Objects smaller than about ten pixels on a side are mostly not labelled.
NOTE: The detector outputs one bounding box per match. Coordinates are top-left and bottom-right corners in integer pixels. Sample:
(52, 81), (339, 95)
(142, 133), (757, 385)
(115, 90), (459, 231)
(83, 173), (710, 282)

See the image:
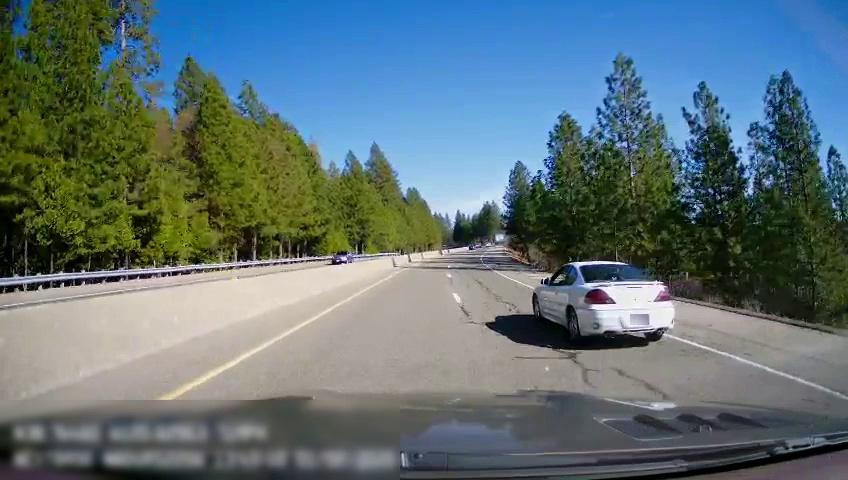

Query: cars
(332, 251), (352, 265)
(532, 261), (673, 346)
